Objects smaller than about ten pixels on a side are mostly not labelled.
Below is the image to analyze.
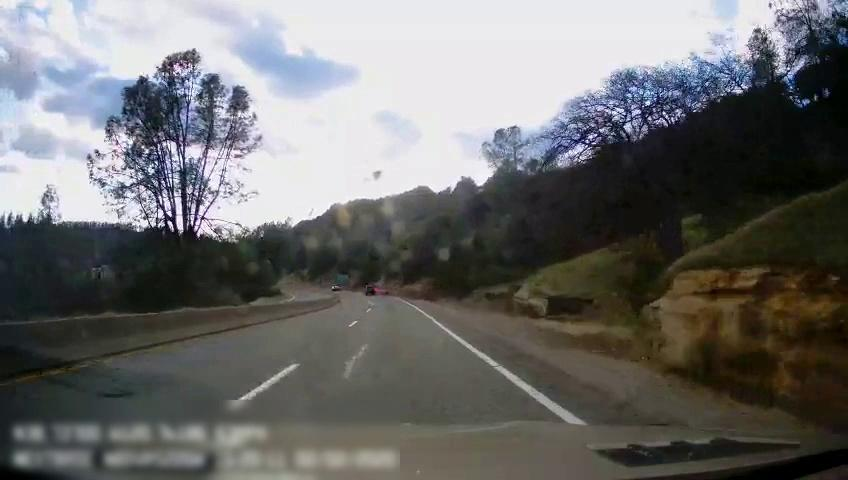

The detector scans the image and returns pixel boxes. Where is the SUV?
[364,285,377,296]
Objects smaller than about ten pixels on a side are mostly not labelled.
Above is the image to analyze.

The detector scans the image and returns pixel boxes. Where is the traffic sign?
[336,274,349,284]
